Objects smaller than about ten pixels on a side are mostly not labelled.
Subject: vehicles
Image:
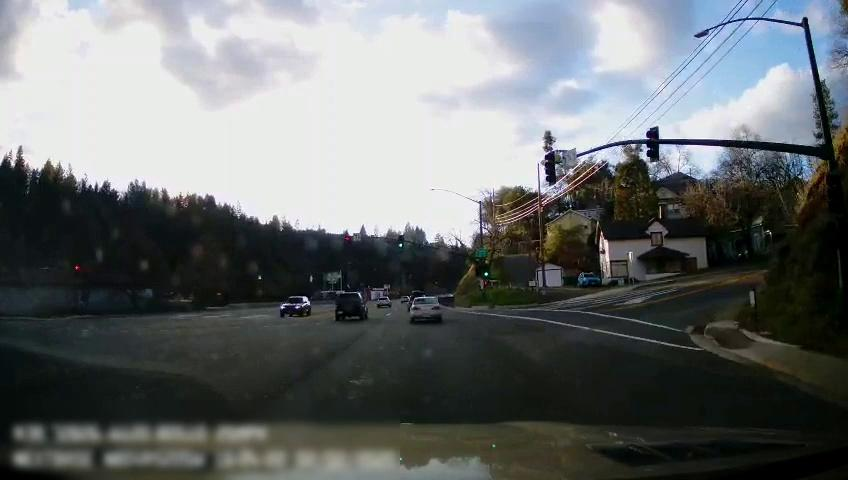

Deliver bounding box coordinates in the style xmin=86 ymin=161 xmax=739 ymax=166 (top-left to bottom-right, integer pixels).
xmin=399 ymin=295 xmax=410 ymax=304
xmin=577 ymin=272 xmax=602 ymax=286
xmin=405 ymin=289 xmax=425 ymax=312
xmin=334 ymin=291 xmax=369 ymax=322
xmin=376 ymin=296 xmax=392 ymax=307
xmin=410 ymin=296 xmax=442 ymax=322
xmin=280 ymin=295 xmax=312 ymax=318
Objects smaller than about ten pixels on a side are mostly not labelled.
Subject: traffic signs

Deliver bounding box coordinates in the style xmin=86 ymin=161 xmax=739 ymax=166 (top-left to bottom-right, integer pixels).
xmin=561 ymin=147 xmax=579 ymax=171
xmin=352 ymin=231 xmax=362 ymax=242
xmin=476 ymin=249 xmax=488 ymax=258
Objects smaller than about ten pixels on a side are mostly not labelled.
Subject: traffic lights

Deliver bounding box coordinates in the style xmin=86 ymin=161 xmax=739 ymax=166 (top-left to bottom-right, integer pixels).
xmin=540 ymin=151 xmax=558 ymax=186
xmin=646 ymin=124 xmax=660 ymax=165
xmin=821 ymin=171 xmax=842 ymax=215
xmin=397 ymin=235 xmax=405 ymax=250
xmin=482 ymin=262 xmax=490 ymax=278
xmin=475 ymin=262 xmax=482 ymax=277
